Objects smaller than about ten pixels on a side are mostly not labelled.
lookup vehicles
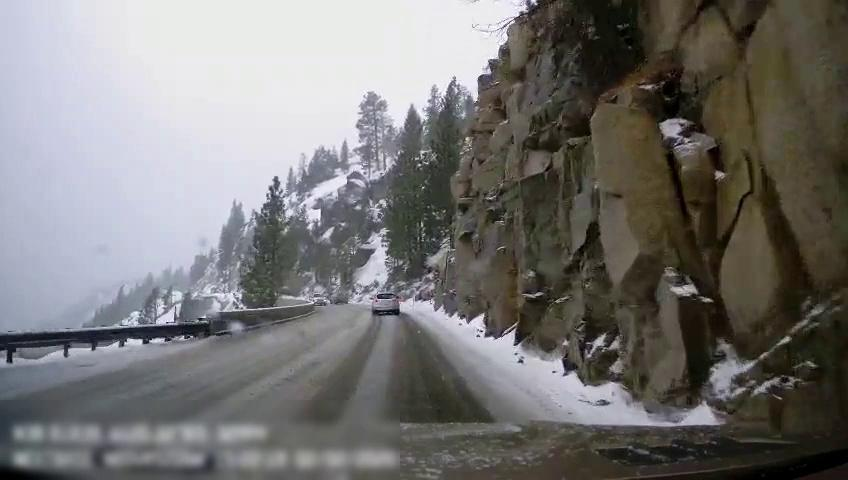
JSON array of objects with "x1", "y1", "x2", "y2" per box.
[
  {"x1": 329, "y1": 292, "x2": 349, "y2": 305},
  {"x1": 309, "y1": 293, "x2": 327, "y2": 307},
  {"x1": 369, "y1": 291, "x2": 401, "y2": 316}
]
